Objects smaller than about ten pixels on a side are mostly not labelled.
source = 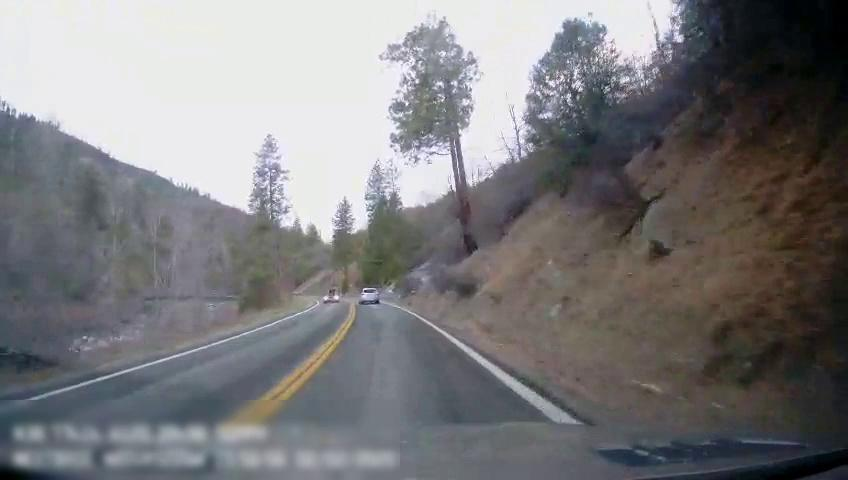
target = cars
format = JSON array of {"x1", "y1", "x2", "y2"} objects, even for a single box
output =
[
  {"x1": 323, "y1": 288, "x2": 340, "y2": 304},
  {"x1": 359, "y1": 287, "x2": 379, "y2": 304}
]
